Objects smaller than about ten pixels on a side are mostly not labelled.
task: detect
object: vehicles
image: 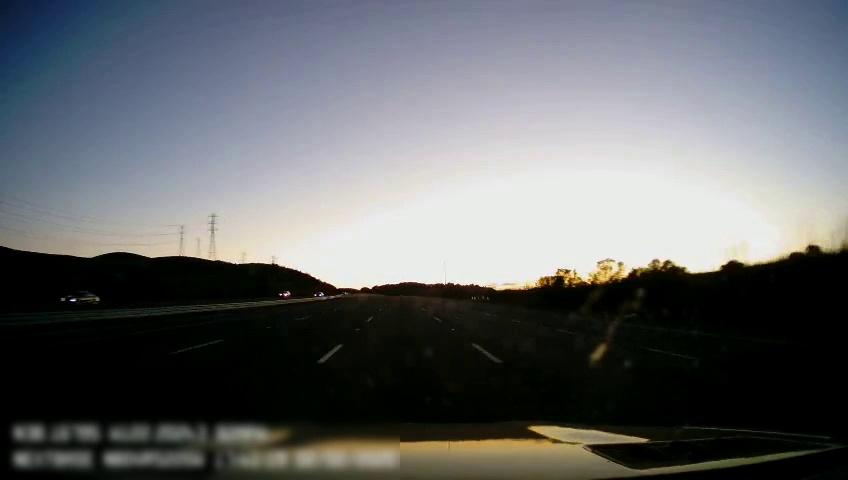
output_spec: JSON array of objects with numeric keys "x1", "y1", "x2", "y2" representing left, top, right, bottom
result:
[
  {"x1": 278, "y1": 290, "x2": 291, "y2": 297},
  {"x1": 313, "y1": 291, "x2": 324, "y2": 298},
  {"x1": 60, "y1": 290, "x2": 101, "y2": 308}
]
